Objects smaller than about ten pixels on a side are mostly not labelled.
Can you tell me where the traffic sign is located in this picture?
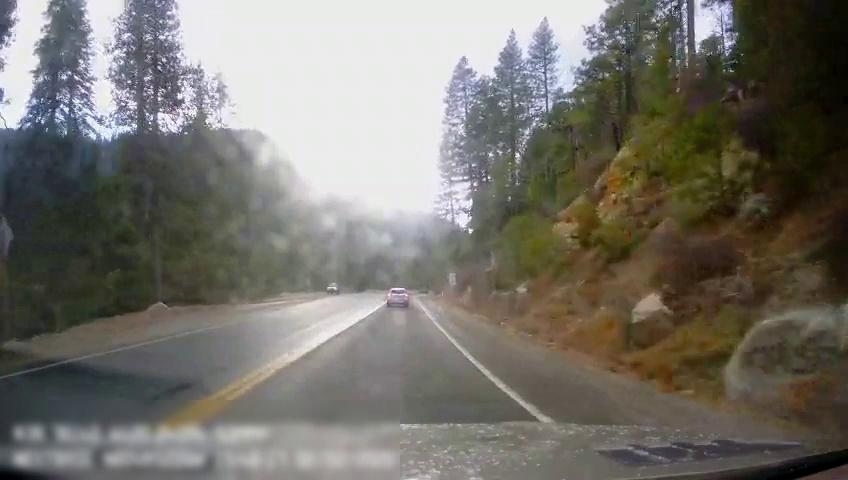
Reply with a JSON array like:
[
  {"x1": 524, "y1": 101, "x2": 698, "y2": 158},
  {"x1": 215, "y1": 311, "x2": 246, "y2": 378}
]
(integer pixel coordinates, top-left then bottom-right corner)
[{"x1": 448, "y1": 272, "x2": 457, "y2": 287}]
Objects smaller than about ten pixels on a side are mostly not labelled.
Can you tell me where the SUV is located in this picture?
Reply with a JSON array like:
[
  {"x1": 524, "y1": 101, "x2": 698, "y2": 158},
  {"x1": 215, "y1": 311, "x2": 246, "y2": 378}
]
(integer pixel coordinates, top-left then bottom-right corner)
[{"x1": 386, "y1": 287, "x2": 410, "y2": 307}]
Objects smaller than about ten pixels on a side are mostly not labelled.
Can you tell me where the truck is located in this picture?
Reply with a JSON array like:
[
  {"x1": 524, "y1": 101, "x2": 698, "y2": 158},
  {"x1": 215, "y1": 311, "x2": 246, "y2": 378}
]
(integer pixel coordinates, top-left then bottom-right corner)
[{"x1": 326, "y1": 282, "x2": 340, "y2": 295}]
